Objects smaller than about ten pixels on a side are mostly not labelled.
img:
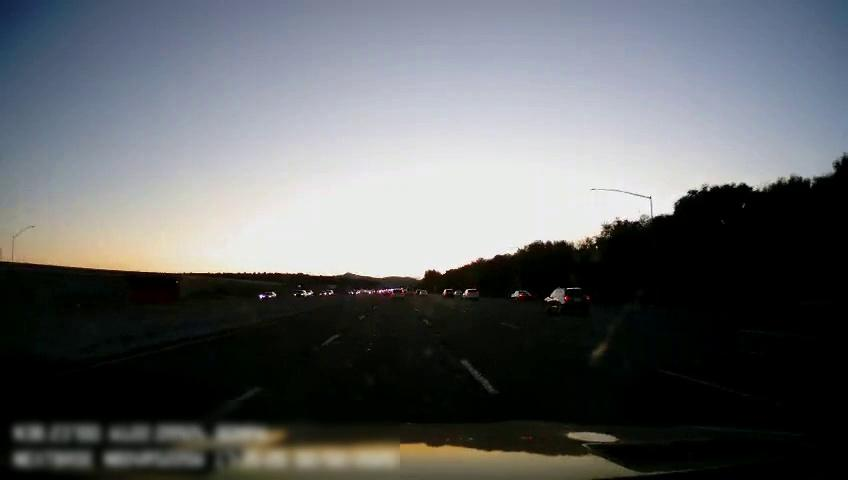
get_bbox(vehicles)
[441,288,455,298]
[293,289,308,298]
[462,288,480,299]
[259,291,277,299]
[511,290,532,301]
[543,287,591,314]
[391,288,406,301]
